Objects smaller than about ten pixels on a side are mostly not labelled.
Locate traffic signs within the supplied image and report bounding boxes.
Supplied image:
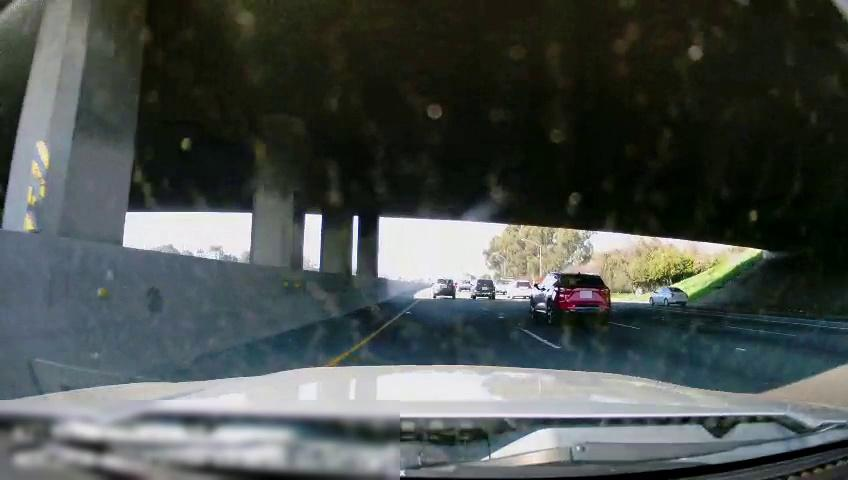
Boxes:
[20,138,50,235]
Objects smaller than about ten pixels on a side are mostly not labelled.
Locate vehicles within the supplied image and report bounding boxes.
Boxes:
[457,278,472,292]
[470,279,496,301]
[433,278,457,300]
[507,279,531,300]
[648,285,689,307]
[526,271,610,329]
